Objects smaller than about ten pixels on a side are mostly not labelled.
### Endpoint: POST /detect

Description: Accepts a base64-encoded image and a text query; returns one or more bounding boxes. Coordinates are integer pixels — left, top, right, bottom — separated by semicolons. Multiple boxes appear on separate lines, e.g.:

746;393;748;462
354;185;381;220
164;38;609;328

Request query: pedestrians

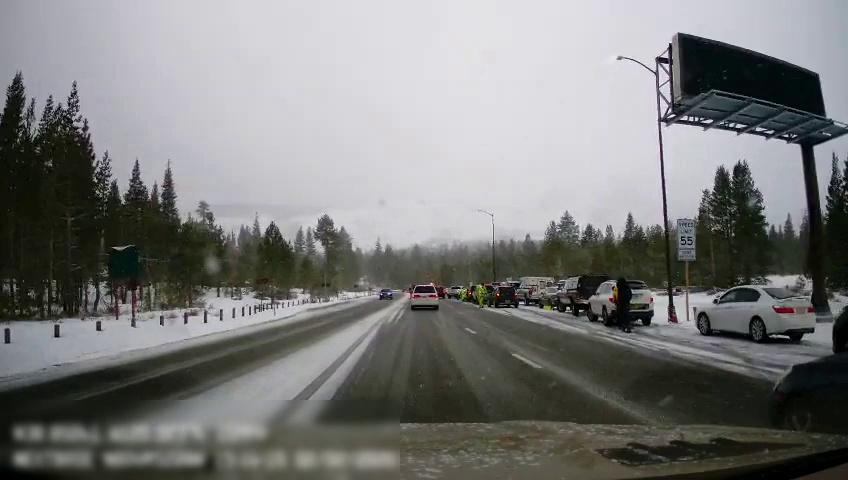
616;276;632;334
478;284;484;309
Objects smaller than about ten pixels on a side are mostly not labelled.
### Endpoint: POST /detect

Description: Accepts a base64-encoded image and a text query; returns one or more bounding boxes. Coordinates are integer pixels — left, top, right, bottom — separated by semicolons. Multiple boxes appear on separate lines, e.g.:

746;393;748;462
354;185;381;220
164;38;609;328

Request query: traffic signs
676;217;697;263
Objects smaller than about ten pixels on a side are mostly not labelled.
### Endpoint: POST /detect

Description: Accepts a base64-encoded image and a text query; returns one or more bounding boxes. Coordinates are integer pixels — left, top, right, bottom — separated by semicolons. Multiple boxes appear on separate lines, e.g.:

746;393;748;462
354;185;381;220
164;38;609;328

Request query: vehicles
586;278;656;327
410;284;439;310
379;288;393;300
487;285;519;308
435;287;446;299
538;280;565;310
446;285;467;300
466;286;476;302
471;284;492;305
830;305;848;353
517;276;554;306
768;350;848;434
555;275;608;317
500;281;521;289
693;284;817;343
